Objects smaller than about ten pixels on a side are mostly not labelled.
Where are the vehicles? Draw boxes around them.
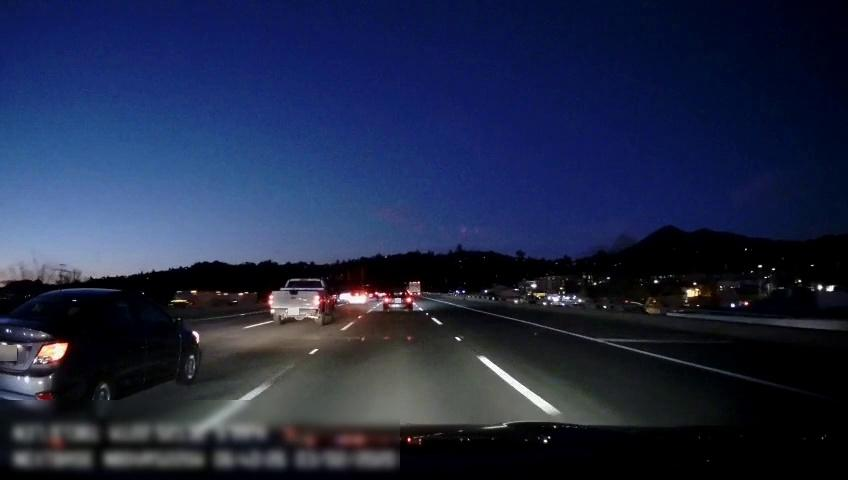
[365,289,379,301]
[0,287,201,426]
[407,281,421,298]
[383,288,413,313]
[269,278,337,325]
[339,292,352,301]
[349,291,370,305]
